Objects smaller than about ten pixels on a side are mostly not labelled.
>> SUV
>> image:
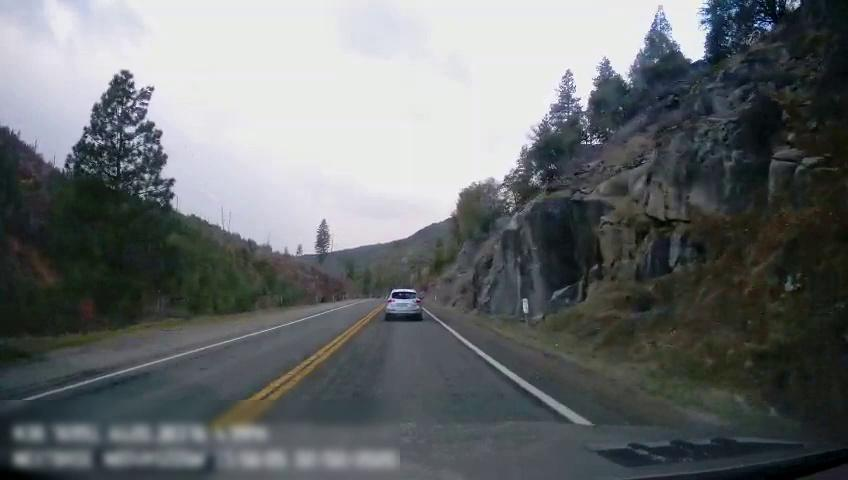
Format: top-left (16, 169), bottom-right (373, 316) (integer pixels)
top-left (384, 289), bottom-right (423, 321)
